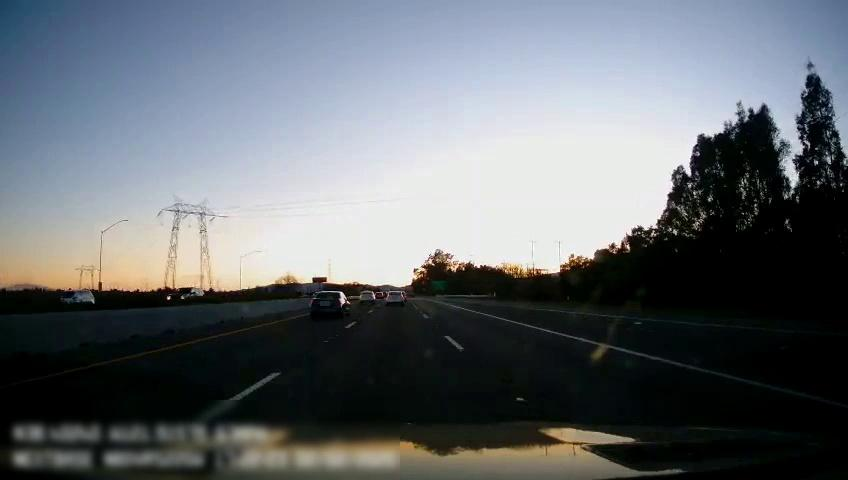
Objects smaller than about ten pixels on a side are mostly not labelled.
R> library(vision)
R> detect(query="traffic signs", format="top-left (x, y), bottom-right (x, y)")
top-left (435, 280), bottom-right (445, 291)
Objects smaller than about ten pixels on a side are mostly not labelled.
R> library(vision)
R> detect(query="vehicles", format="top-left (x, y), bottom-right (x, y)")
top-left (165, 286), bottom-right (204, 303)
top-left (405, 285), bottom-right (415, 297)
top-left (310, 290), bottom-right (352, 320)
top-left (357, 293), bottom-right (377, 308)
top-left (59, 289), bottom-right (96, 307)
top-left (385, 291), bottom-right (406, 308)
